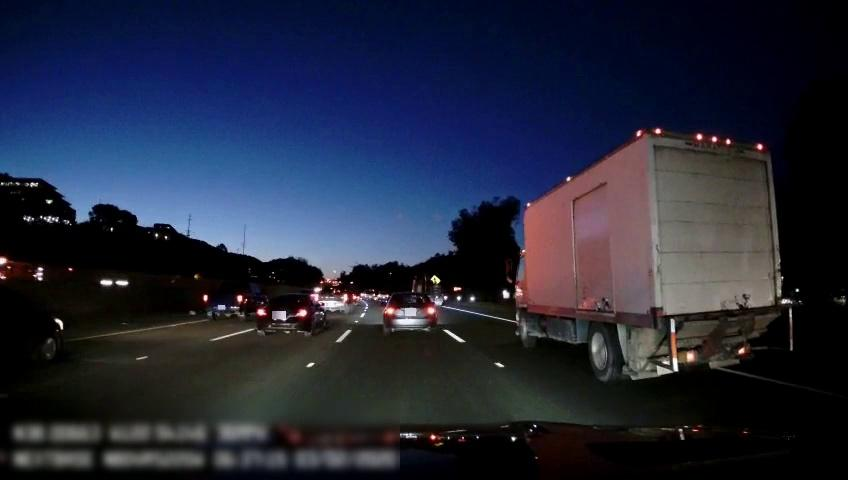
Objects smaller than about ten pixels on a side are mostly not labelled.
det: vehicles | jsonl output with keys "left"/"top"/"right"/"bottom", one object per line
{"left": 412, "top": 277, "right": 449, "bottom": 309}
{"left": 0, "top": 286, "right": 65, "bottom": 366}
{"left": 256, "top": 293, "right": 326, "bottom": 334}
{"left": 92, "top": 270, "right": 132, "bottom": 292}
{"left": 382, "top": 292, "right": 436, "bottom": 337}
{"left": 201, "top": 280, "right": 270, "bottom": 320}
{"left": 507, "top": 128, "right": 783, "bottom": 385}
{"left": 325, "top": 296, "right": 343, "bottom": 312}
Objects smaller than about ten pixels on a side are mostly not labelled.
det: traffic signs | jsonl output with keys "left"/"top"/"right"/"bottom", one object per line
{"left": 430, "top": 275, "right": 441, "bottom": 284}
